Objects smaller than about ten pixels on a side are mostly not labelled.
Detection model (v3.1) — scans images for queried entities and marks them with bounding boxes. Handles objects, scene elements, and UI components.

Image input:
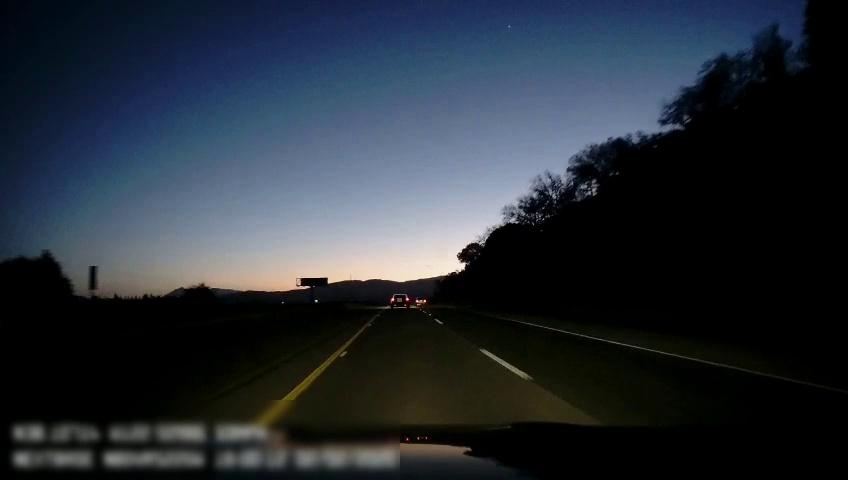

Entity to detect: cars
[391,293,409,308]
[414,296,427,306]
